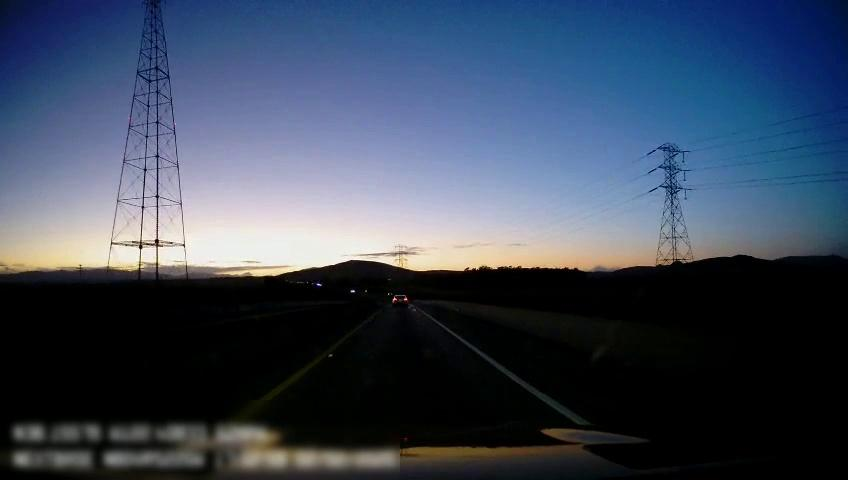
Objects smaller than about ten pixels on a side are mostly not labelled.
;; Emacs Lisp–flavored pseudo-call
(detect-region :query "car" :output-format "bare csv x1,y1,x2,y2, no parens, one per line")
391,294,409,309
